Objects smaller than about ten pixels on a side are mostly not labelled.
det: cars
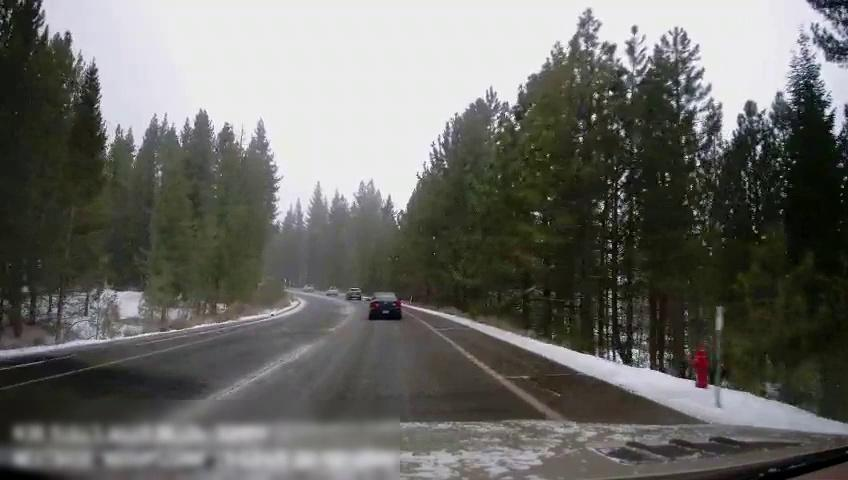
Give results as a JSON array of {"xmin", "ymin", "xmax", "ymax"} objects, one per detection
[
  {"xmin": 345, "ymin": 287, "xmax": 363, "ymax": 301},
  {"xmin": 368, "ymin": 291, "xmax": 401, "ymax": 321}
]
